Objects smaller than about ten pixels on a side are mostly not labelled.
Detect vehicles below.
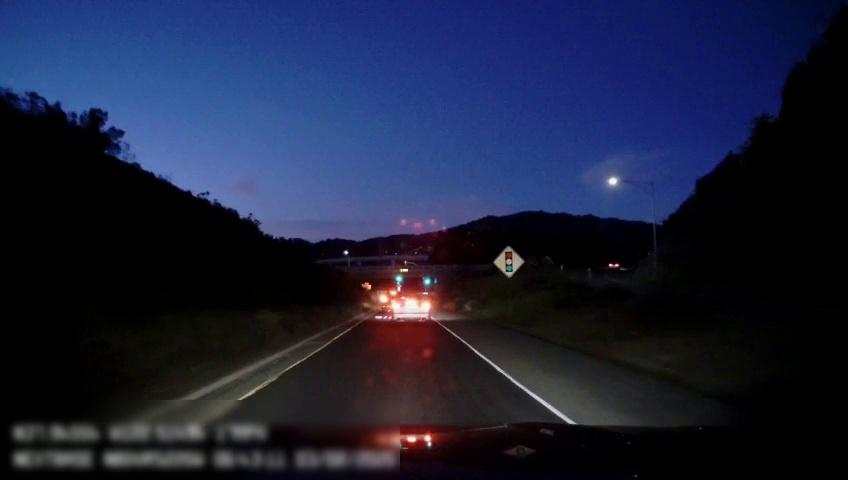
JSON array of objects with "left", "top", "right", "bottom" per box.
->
[
  {"left": 379, "top": 290, "right": 397, "bottom": 314},
  {"left": 390, "top": 291, "right": 431, "bottom": 325},
  {"left": 607, "top": 260, "right": 621, "bottom": 272}
]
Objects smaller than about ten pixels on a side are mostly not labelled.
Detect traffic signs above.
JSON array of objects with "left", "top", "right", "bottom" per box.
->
[{"left": 494, "top": 246, "right": 524, "bottom": 276}]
